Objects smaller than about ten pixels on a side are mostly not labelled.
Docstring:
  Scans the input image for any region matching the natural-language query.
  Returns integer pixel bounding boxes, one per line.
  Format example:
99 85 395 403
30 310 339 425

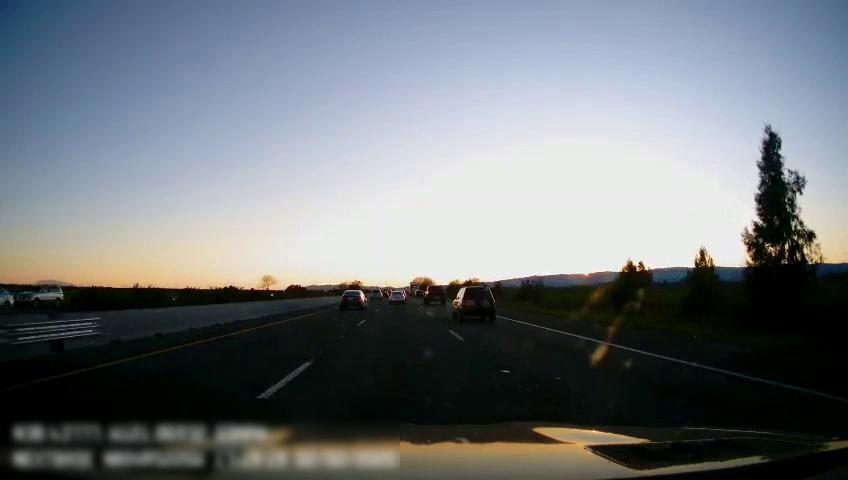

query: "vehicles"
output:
408 282 419 296
414 289 424 298
424 285 446 305
390 291 405 304
370 288 384 301
340 289 368 311
0 285 16 312
452 285 497 323
15 284 65 310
